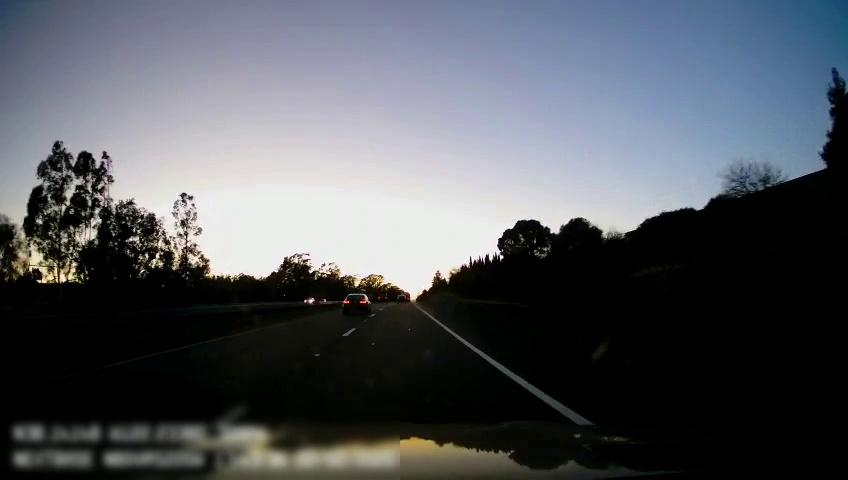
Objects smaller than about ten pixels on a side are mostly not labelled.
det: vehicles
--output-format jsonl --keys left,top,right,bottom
{"left": 303, "top": 297, "right": 315, "bottom": 304}
{"left": 342, "top": 294, "right": 372, "bottom": 314}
